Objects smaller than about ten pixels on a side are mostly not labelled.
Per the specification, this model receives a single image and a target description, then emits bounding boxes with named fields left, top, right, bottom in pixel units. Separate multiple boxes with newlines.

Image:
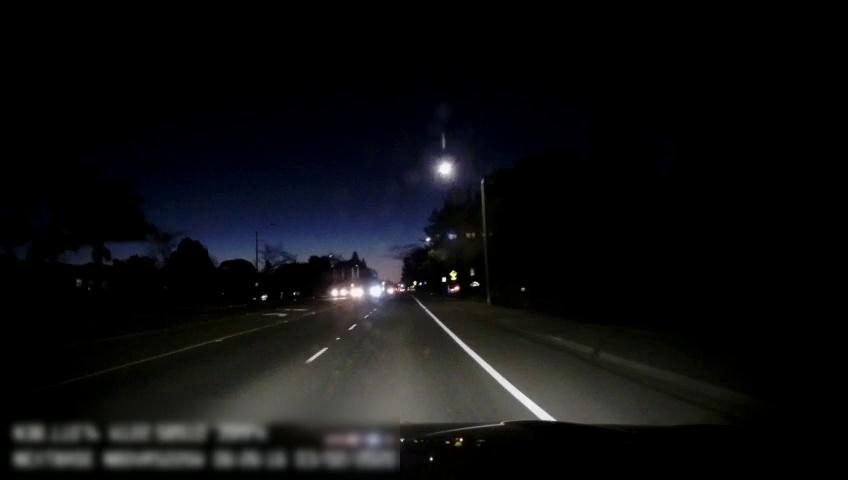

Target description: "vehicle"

left=330, top=283, right=353, bottom=298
